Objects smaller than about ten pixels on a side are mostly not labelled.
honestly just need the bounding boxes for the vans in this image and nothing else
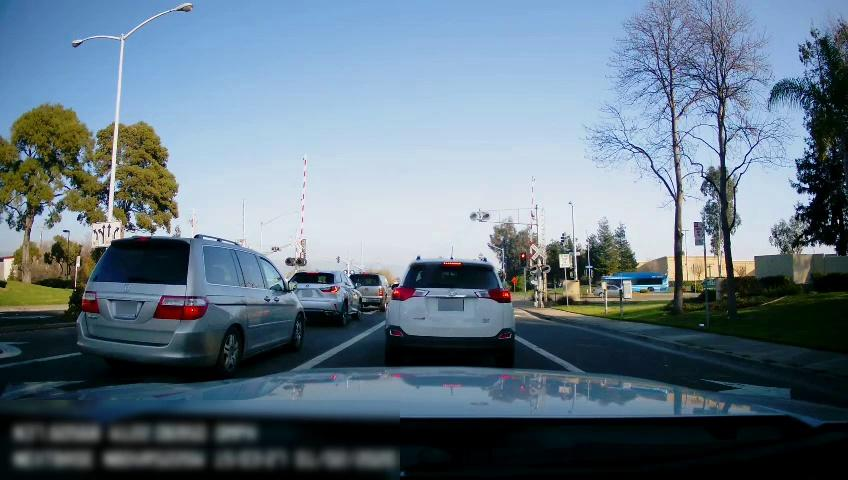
[75,233,306,379]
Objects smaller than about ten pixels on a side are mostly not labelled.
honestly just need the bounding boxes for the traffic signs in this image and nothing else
[559,254,571,268]
[694,238,705,246]
[89,221,119,248]
[530,243,548,261]
[693,222,705,239]
[701,277,717,290]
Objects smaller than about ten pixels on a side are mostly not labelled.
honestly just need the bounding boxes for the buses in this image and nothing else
[602,271,670,294]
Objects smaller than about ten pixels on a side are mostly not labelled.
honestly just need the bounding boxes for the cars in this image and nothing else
[593,284,624,299]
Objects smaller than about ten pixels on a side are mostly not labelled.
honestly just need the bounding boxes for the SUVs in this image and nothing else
[349,272,395,312]
[286,271,363,327]
[385,255,516,361]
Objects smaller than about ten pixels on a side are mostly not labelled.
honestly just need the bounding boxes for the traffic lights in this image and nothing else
[520,252,527,268]
[296,257,308,267]
[301,238,307,253]
[284,256,296,267]
[559,233,565,246]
